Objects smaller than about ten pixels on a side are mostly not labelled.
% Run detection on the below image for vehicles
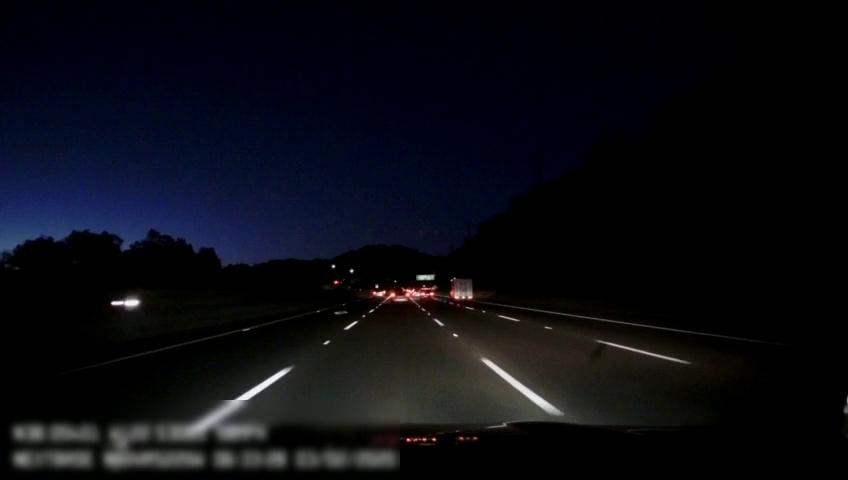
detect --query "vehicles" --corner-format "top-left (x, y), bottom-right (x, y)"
top-left (109, 294), bottom-right (152, 309)
top-left (449, 278), bottom-right (473, 306)
top-left (389, 289), bottom-right (410, 304)
top-left (419, 289), bottom-right (435, 300)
